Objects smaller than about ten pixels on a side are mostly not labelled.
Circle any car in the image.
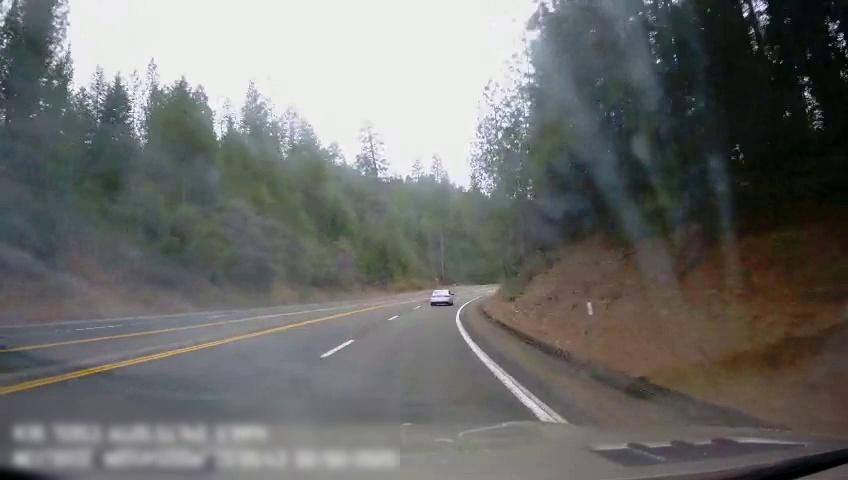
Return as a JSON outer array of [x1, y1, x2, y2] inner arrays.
[[430, 289, 454, 307]]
